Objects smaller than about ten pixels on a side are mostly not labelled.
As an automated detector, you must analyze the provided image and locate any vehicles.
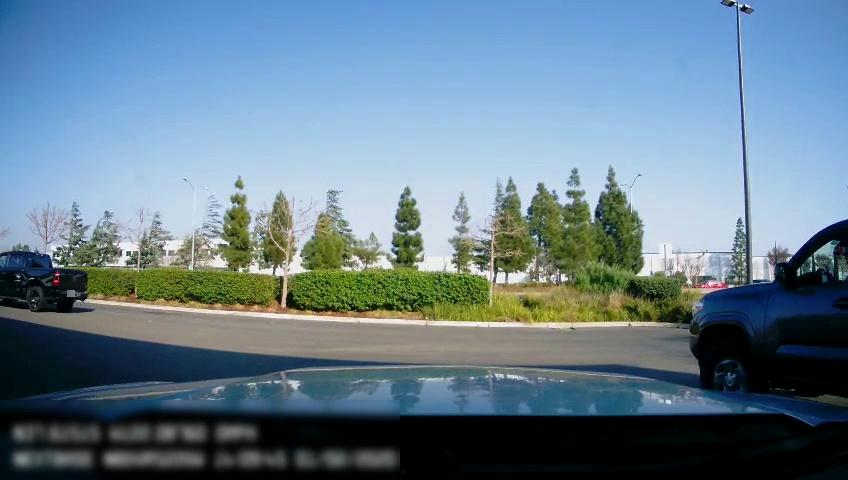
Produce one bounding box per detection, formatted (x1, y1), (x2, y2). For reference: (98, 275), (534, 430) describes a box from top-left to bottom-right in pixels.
(741, 278), (773, 287)
(0, 250), (89, 314)
(697, 278), (728, 288)
(688, 218), (848, 398)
